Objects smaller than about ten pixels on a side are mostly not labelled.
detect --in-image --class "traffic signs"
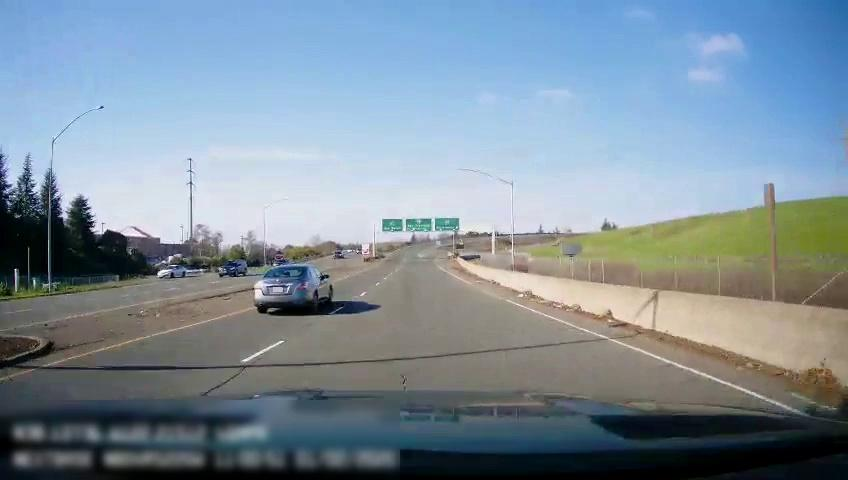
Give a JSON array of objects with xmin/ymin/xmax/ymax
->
[
  {"xmin": 405, "ymin": 217, "xmax": 433, "ymax": 232},
  {"xmin": 380, "ymin": 218, "xmax": 404, "ymax": 232},
  {"xmin": 434, "ymin": 217, "xmax": 460, "ymax": 232},
  {"xmin": 360, "ymin": 242, "xmax": 372, "ymax": 259}
]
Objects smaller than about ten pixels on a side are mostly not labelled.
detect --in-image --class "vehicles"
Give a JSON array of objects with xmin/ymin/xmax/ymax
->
[
  {"xmin": 271, "ymin": 258, "xmax": 291, "ymax": 268},
  {"xmin": 254, "ymin": 262, "xmax": 334, "ymax": 314},
  {"xmin": 156, "ymin": 264, "xmax": 187, "ymax": 279},
  {"xmin": 218, "ymin": 259, "xmax": 248, "ymax": 278},
  {"xmin": 332, "ymin": 251, "xmax": 345, "ymax": 258}
]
